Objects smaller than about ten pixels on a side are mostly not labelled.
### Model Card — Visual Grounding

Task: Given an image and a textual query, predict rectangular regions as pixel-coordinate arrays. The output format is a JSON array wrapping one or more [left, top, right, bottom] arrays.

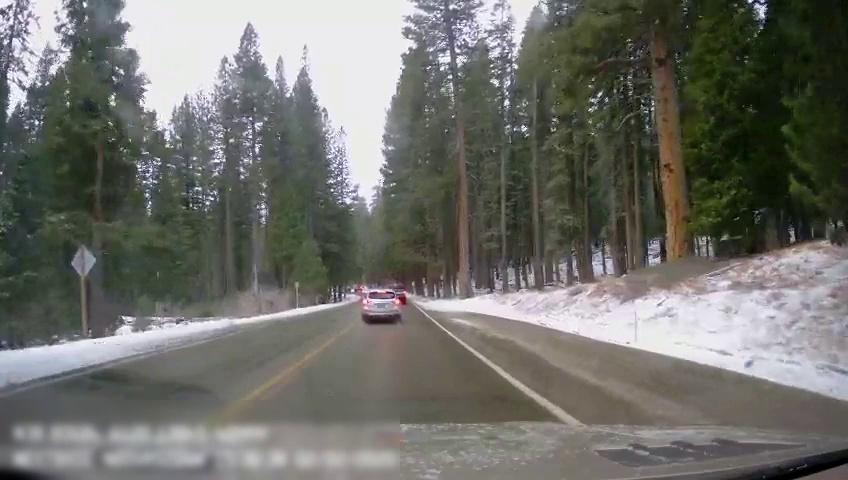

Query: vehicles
[[388, 286, 407, 305], [359, 288, 402, 324]]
